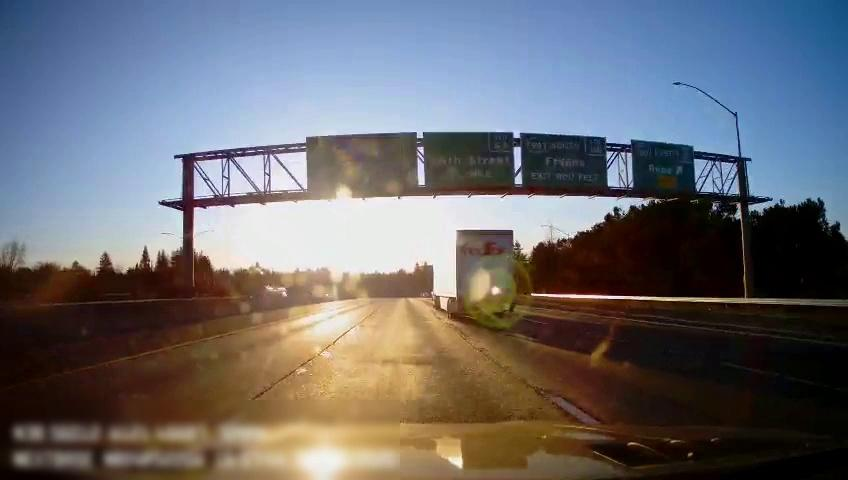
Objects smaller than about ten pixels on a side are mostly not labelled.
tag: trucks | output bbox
[431,229,515,319]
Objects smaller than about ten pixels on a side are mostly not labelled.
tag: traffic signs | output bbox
[423,128,516,190]
[304,133,417,191]
[630,138,700,192]
[521,131,609,194]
